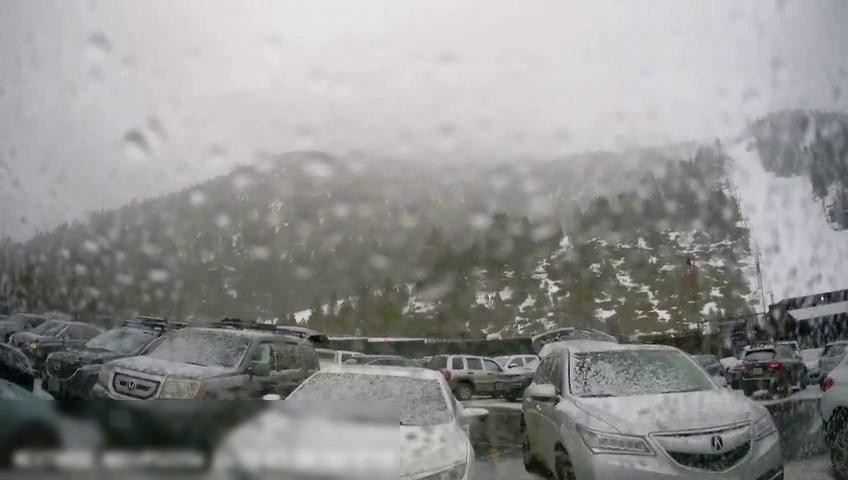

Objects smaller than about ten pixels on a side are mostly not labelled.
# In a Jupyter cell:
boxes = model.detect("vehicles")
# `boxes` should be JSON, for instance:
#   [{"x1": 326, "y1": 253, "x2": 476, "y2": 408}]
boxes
[
  {"x1": 738, "y1": 347, "x2": 809, "y2": 400},
  {"x1": 9, "y1": 320, "x2": 106, "y2": 379},
  {"x1": 315, "y1": 348, "x2": 363, "y2": 371},
  {"x1": 209, "y1": 364, "x2": 490, "y2": 480},
  {"x1": 0, "y1": 313, "x2": 49, "y2": 344},
  {"x1": 492, "y1": 355, "x2": 538, "y2": 372},
  {"x1": 800, "y1": 348, "x2": 824, "y2": 386},
  {"x1": 729, "y1": 361, "x2": 744, "y2": 391},
  {"x1": 0, "y1": 342, "x2": 35, "y2": 394},
  {"x1": 817, "y1": 340, "x2": 848, "y2": 393},
  {"x1": 342, "y1": 354, "x2": 419, "y2": 368},
  {"x1": 519, "y1": 341, "x2": 785, "y2": 480},
  {"x1": 820, "y1": 352, "x2": 848, "y2": 480},
  {"x1": 503, "y1": 341, "x2": 566, "y2": 403},
  {"x1": 0, "y1": 379, "x2": 67, "y2": 473},
  {"x1": 426, "y1": 354, "x2": 504, "y2": 402},
  {"x1": 719, "y1": 357, "x2": 741, "y2": 367},
  {"x1": 41, "y1": 327, "x2": 165, "y2": 420},
  {"x1": 688, "y1": 355, "x2": 726, "y2": 377},
  {"x1": 93, "y1": 327, "x2": 321, "y2": 473}
]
